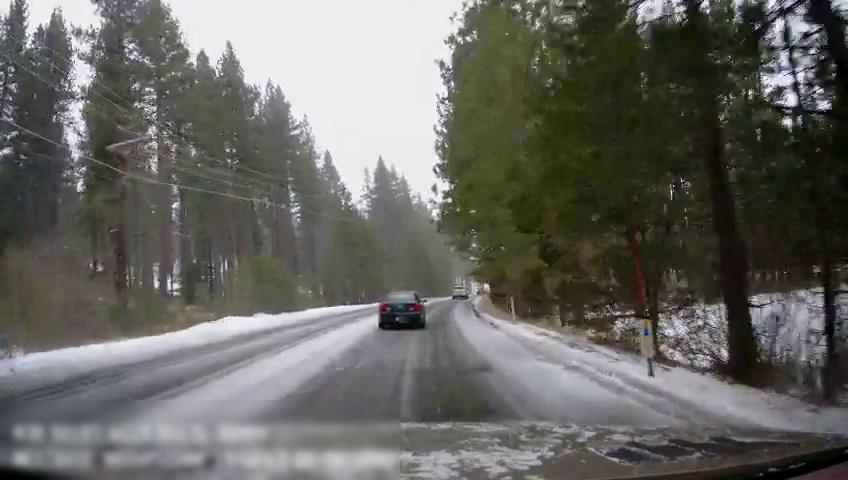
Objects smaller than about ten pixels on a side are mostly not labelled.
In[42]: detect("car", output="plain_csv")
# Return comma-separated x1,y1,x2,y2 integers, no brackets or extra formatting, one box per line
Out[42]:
378,291,427,330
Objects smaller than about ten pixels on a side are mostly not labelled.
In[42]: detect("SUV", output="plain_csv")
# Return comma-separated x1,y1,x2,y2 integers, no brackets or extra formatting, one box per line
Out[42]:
450,284,469,300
